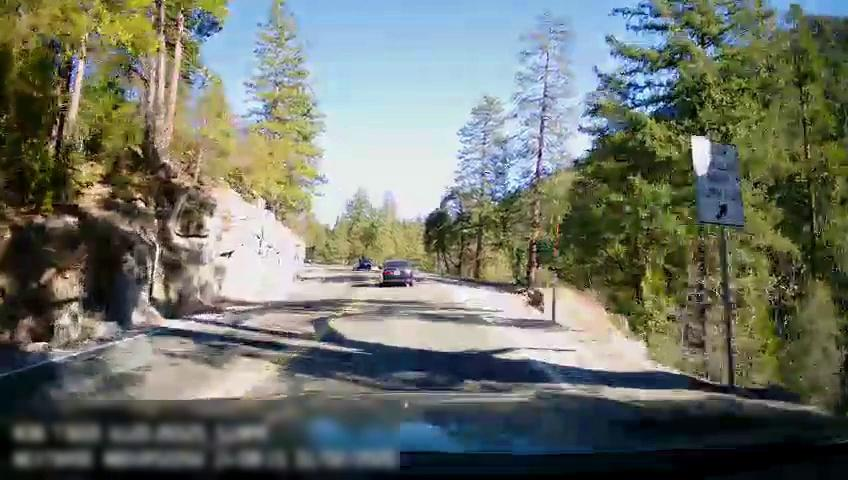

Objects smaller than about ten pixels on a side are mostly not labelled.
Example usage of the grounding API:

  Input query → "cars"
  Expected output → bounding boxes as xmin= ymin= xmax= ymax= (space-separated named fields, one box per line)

xmin=352 ymin=258 xmax=372 ymax=272
xmin=378 ymin=259 xmax=416 ymax=288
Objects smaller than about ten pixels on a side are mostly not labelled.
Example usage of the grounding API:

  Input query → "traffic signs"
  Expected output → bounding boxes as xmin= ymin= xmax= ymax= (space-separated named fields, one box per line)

xmin=690 ymin=133 xmax=746 ymax=227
